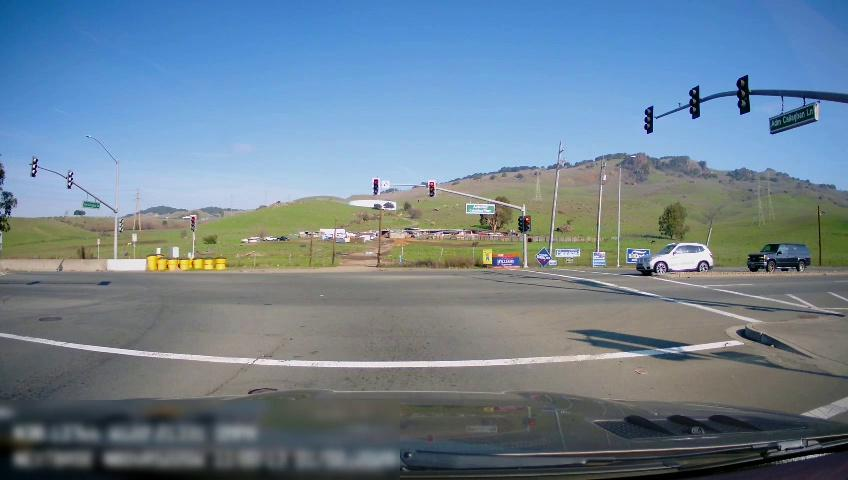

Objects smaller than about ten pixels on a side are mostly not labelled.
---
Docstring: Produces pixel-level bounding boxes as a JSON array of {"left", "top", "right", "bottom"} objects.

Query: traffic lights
[
  {"left": 30, "top": 156, "right": 40, "bottom": 178},
  {"left": 735, "top": 74, "right": 751, "bottom": 115},
  {"left": 116, "top": 215, "right": 125, "bottom": 233},
  {"left": 426, "top": 178, "right": 437, "bottom": 197},
  {"left": 517, "top": 215, "right": 525, "bottom": 232},
  {"left": 189, "top": 214, "right": 198, "bottom": 232},
  {"left": 643, "top": 104, "right": 655, "bottom": 135},
  {"left": 371, "top": 176, "right": 382, "bottom": 196},
  {"left": 66, "top": 168, "right": 75, "bottom": 190},
  {"left": 523, "top": 214, "right": 533, "bottom": 232},
  {"left": 687, "top": 84, "right": 702, "bottom": 120}
]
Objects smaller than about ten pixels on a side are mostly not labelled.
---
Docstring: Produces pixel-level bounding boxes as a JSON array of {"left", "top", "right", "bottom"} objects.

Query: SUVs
[
  {"left": 636, "top": 242, "right": 714, "bottom": 276},
  {"left": 745, "top": 243, "right": 811, "bottom": 273}
]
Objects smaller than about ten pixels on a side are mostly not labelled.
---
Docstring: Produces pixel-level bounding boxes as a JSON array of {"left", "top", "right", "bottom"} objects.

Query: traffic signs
[
  {"left": 81, "top": 199, "right": 101, "bottom": 209},
  {"left": 768, "top": 100, "right": 821, "bottom": 135},
  {"left": 464, "top": 201, "right": 497, "bottom": 216}
]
